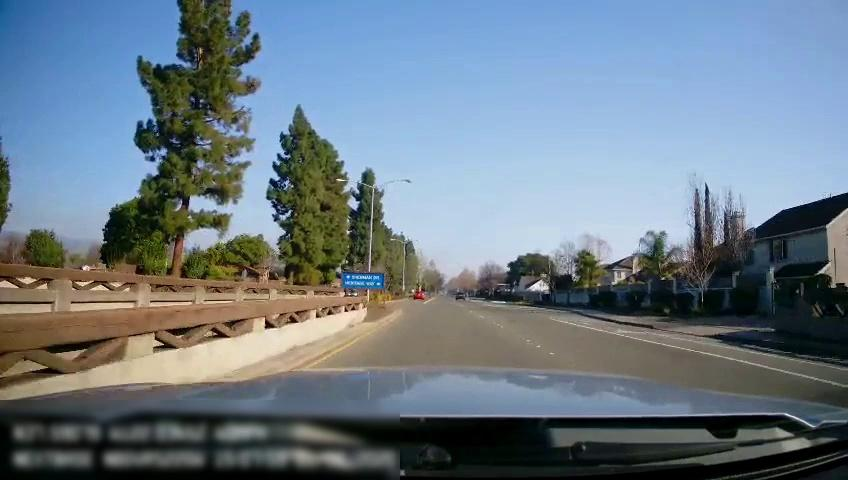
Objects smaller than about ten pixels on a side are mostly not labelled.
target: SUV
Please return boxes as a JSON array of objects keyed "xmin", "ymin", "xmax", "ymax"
[{"xmin": 454, "ymin": 291, "xmax": 466, "ymax": 300}]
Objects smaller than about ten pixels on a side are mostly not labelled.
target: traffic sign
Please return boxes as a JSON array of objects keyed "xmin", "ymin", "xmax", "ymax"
[{"xmin": 342, "ymin": 272, "xmax": 385, "ymax": 290}]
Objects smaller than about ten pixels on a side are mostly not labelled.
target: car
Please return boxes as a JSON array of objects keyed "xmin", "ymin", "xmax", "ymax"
[{"xmin": 415, "ymin": 291, "xmax": 426, "ymax": 301}]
